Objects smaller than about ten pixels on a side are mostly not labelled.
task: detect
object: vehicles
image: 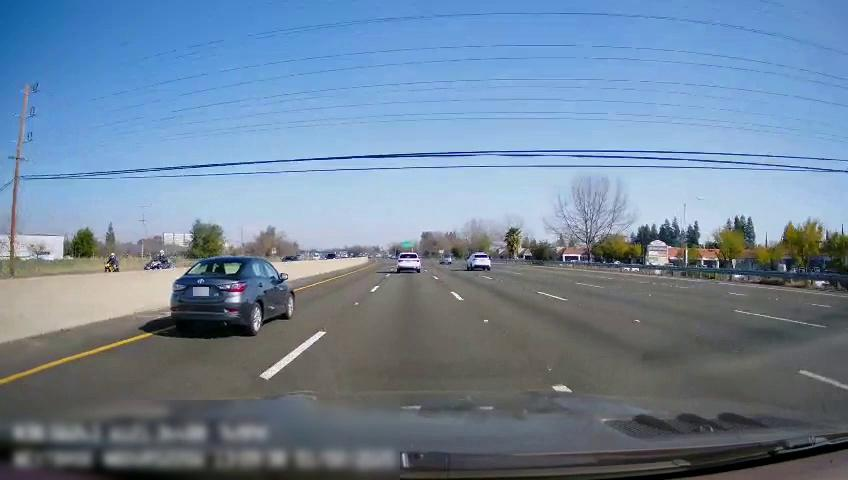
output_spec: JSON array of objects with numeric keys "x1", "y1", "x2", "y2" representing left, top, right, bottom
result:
[
  {"x1": 438, "y1": 255, "x2": 451, "y2": 266},
  {"x1": 281, "y1": 255, "x2": 301, "y2": 263},
  {"x1": 325, "y1": 253, "x2": 338, "y2": 260},
  {"x1": 169, "y1": 255, "x2": 298, "y2": 339},
  {"x1": 395, "y1": 251, "x2": 421, "y2": 274},
  {"x1": 465, "y1": 253, "x2": 491, "y2": 272}
]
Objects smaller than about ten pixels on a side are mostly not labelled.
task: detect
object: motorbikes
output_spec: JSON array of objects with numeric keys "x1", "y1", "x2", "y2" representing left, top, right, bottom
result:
[
  {"x1": 142, "y1": 256, "x2": 176, "y2": 271},
  {"x1": 104, "y1": 252, "x2": 121, "y2": 273}
]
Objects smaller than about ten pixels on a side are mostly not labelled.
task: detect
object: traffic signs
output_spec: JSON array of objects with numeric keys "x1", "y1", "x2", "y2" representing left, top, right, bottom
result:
[{"x1": 400, "y1": 239, "x2": 418, "y2": 248}]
